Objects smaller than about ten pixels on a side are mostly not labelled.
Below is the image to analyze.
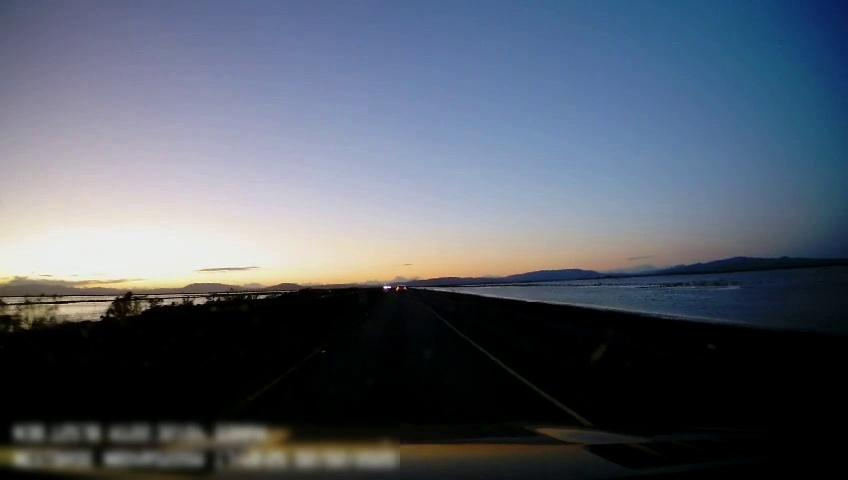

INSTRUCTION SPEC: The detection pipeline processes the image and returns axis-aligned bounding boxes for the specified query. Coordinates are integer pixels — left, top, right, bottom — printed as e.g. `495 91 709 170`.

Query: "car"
395 284 407 292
